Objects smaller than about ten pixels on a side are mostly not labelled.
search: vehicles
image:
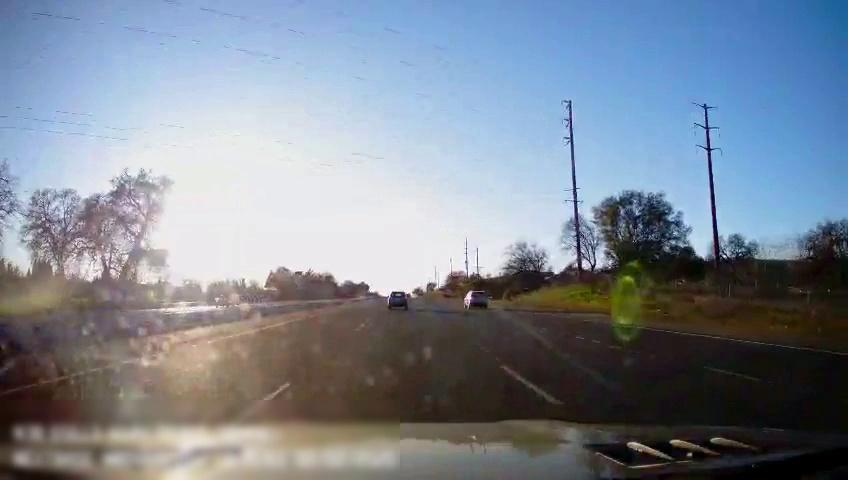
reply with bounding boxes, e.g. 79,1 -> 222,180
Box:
387,290 -> 408,310
463,290 -> 487,309
215,293 -> 240,308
